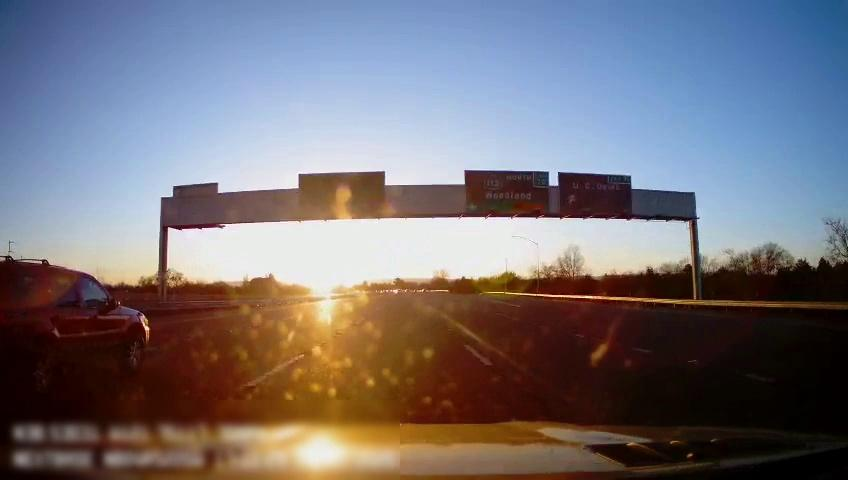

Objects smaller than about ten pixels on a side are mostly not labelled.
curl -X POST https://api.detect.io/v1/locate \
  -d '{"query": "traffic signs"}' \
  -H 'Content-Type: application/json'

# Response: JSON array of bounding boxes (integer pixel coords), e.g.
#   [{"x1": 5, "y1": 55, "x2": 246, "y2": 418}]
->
[
  {"x1": 464, "y1": 169, "x2": 550, "y2": 217},
  {"x1": 558, "y1": 172, "x2": 632, "y2": 218},
  {"x1": 298, "y1": 171, "x2": 386, "y2": 216}
]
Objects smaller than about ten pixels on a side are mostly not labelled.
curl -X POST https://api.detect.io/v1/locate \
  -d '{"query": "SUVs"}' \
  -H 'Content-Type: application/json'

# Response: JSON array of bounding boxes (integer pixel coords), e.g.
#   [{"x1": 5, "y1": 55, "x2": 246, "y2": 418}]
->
[{"x1": 0, "y1": 255, "x2": 151, "y2": 403}]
